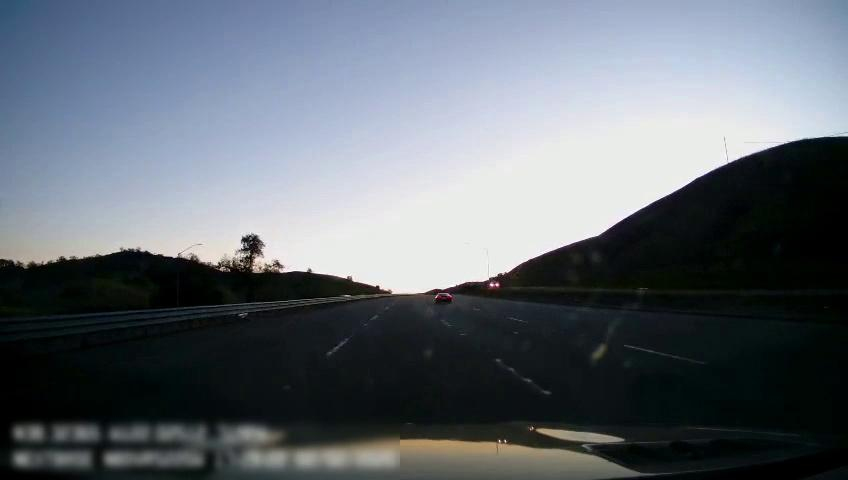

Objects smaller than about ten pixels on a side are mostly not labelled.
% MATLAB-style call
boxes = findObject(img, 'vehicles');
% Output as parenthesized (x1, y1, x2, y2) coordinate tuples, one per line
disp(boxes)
(488, 280, 501, 288)
(434, 292, 452, 305)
